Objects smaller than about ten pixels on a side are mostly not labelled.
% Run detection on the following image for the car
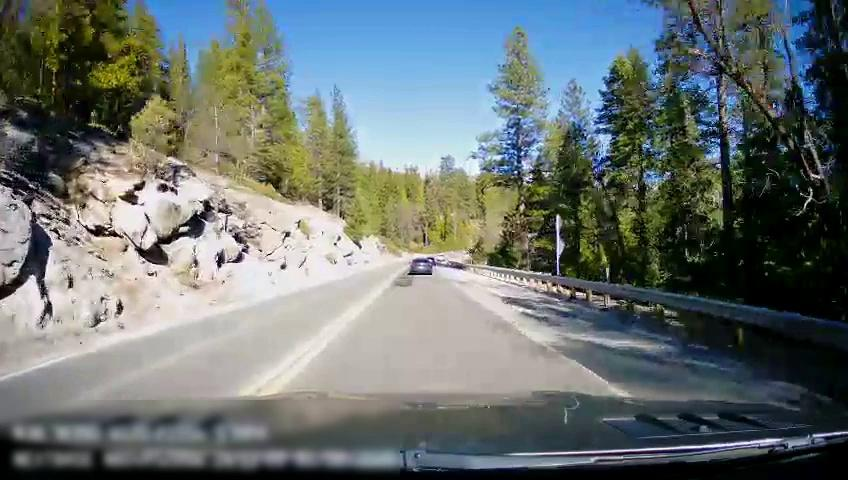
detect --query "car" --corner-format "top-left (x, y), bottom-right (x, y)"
top-left (408, 255), bottom-right (433, 275)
